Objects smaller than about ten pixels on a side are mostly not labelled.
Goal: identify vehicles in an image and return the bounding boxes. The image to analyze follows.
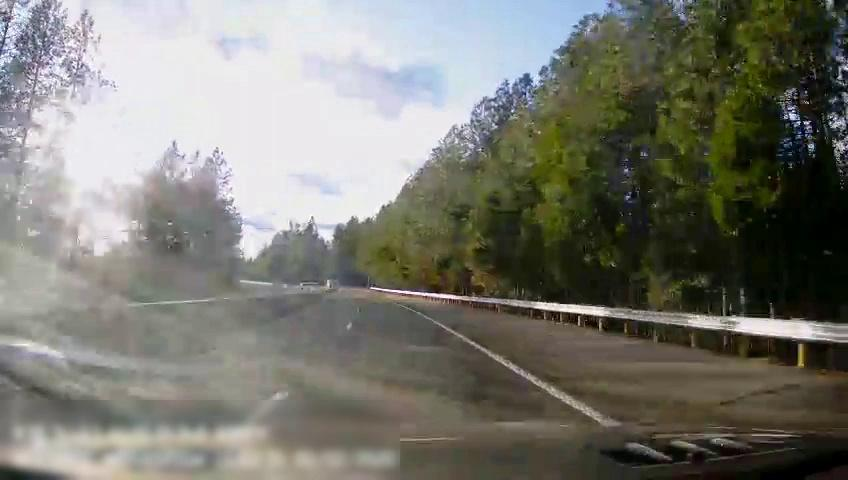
[325,279,339,293]
[0,336,115,445]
